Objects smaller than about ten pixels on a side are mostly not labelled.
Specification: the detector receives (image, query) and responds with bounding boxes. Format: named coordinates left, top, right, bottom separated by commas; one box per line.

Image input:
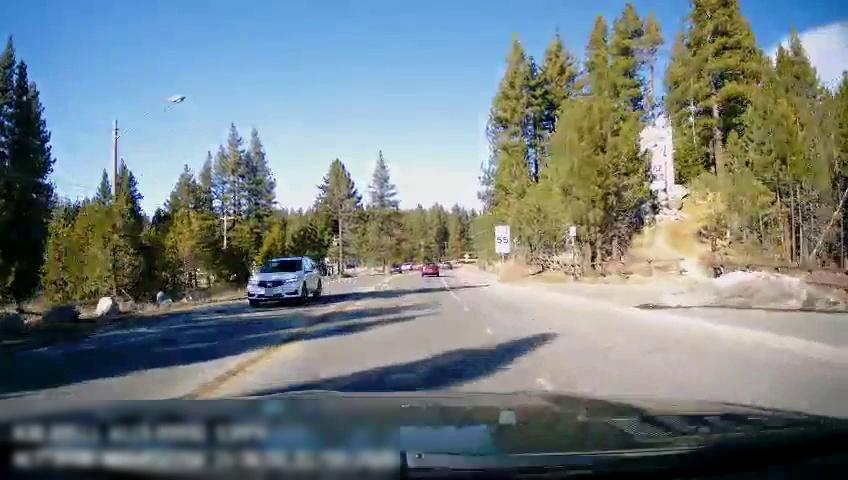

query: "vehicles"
left=247, top=257, right=322, bottom=306
left=401, top=263, right=413, bottom=271
left=421, top=262, right=440, bottom=277
left=389, top=264, right=402, bottom=274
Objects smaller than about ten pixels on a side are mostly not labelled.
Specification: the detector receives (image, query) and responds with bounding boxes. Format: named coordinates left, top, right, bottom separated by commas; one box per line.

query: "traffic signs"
left=495, top=225, right=512, bottom=255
